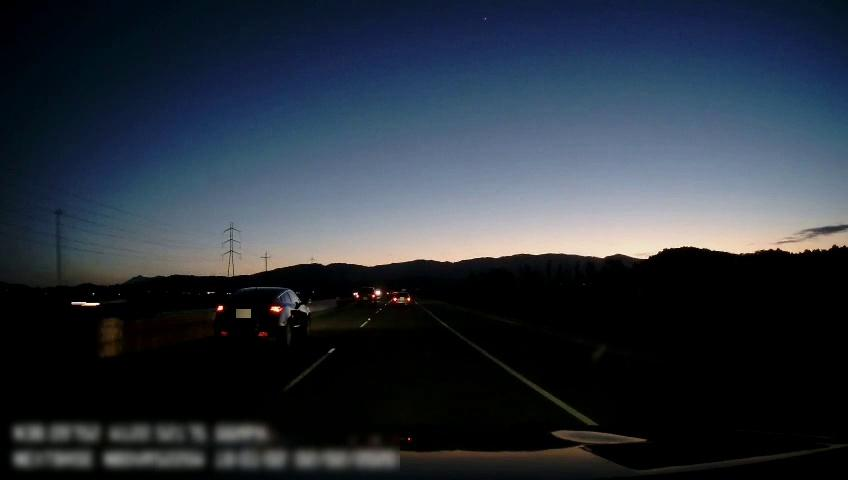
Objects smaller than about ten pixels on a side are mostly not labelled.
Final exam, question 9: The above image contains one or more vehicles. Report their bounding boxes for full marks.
[354,286,376,303]
[391,289,410,305]
[213,287,313,353]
